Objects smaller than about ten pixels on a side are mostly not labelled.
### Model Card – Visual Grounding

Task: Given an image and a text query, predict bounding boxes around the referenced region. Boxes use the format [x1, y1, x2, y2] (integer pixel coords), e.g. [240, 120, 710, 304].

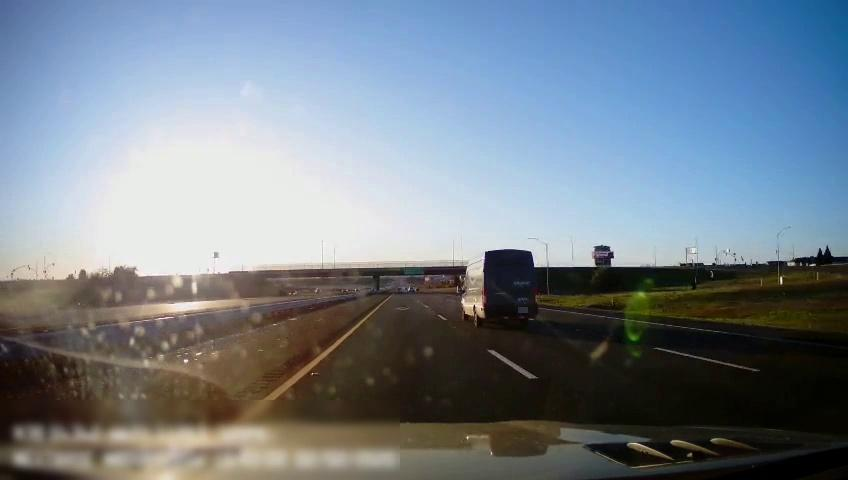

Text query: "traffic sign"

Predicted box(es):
[403, 265, 425, 275]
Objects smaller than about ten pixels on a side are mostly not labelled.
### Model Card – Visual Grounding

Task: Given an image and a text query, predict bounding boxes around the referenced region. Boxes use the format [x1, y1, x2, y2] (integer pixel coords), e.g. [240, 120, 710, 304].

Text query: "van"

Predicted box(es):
[456, 250, 538, 328]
